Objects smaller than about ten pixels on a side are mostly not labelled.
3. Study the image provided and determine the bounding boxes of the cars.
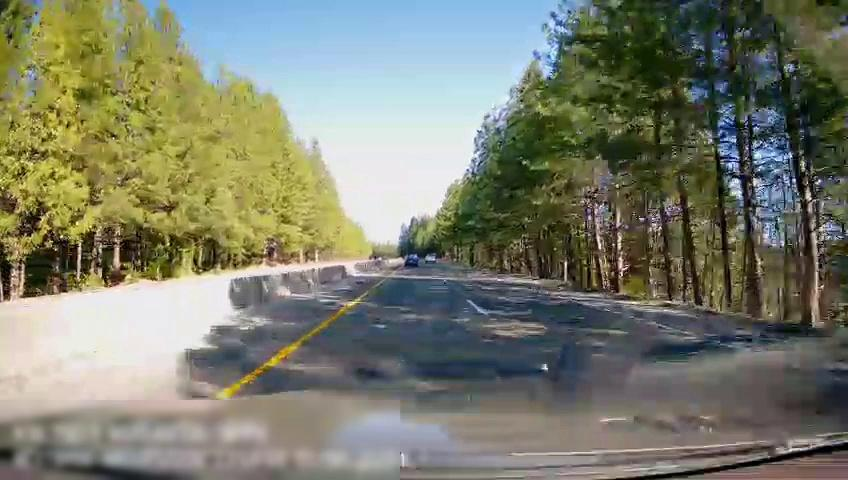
[405,257,418,267]
[424,255,436,264]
